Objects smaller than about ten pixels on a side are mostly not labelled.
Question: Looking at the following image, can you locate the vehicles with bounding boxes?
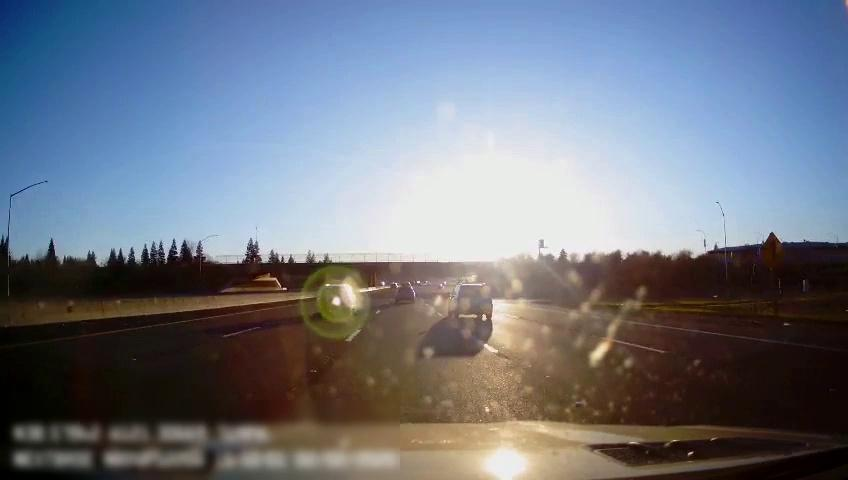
[316,283,358,317]
[448,282,495,321]
[390,282,399,291]
[395,282,416,303]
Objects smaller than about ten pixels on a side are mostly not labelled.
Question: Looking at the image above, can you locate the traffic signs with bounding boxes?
[759,231,783,268]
